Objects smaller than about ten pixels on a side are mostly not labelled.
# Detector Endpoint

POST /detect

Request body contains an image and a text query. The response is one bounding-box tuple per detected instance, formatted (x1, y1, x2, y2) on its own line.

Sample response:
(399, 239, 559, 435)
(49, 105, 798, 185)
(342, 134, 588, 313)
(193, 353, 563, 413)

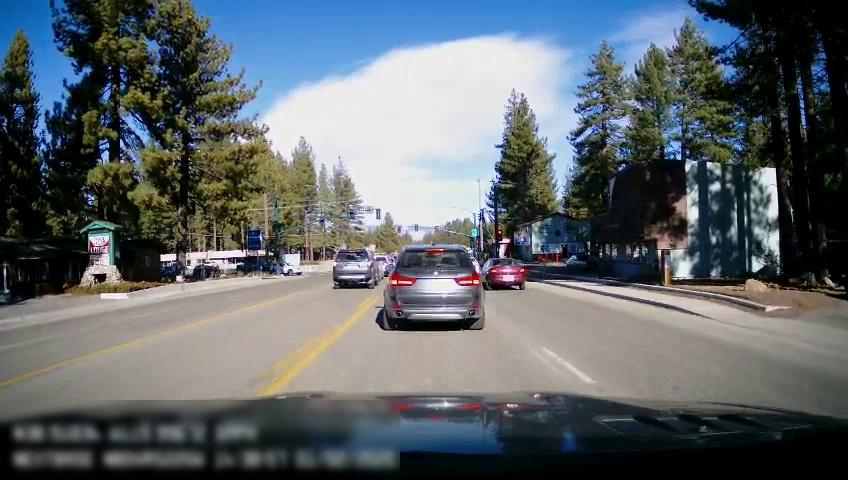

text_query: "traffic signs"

(471, 227, 480, 239)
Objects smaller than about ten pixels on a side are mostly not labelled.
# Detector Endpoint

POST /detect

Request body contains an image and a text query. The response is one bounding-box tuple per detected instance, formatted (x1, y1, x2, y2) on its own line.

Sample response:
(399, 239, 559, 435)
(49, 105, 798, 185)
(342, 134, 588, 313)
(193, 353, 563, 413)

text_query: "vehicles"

(383, 245, 486, 332)
(470, 258, 481, 274)
(375, 259, 384, 282)
(564, 254, 594, 270)
(160, 264, 176, 279)
(189, 262, 221, 279)
(375, 255, 391, 277)
(271, 262, 302, 276)
(479, 258, 526, 292)
(236, 259, 267, 272)
(332, 248, 379, 290)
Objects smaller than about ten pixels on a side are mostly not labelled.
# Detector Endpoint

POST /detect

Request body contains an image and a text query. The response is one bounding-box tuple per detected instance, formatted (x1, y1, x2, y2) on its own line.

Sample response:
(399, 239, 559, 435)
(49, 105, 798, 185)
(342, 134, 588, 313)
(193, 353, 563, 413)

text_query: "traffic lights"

(496, 229, 502, 241)
(376, 209, 381, 220)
